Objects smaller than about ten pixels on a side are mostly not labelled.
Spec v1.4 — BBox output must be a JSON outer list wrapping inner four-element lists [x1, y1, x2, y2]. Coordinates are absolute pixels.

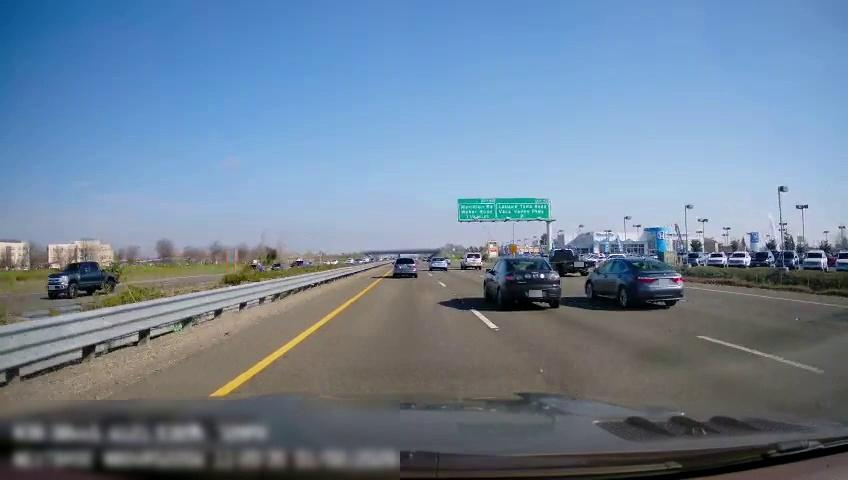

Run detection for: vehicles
[[392, 257, 419, 279], [584, 255, 684, 309], [47, 261, 121, 300], [246, 263, 266, 273], [288, 260, 308, 270], [460, 252, 482, 270], [482, 255, 562, 310], [546, 248, 597, 277], [428, 256, 448, 272], [270, 261, 287, 272]]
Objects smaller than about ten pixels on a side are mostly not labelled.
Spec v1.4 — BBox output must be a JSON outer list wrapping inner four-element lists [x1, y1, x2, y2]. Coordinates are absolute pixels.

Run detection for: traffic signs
[[456, 196, 552, 223]]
